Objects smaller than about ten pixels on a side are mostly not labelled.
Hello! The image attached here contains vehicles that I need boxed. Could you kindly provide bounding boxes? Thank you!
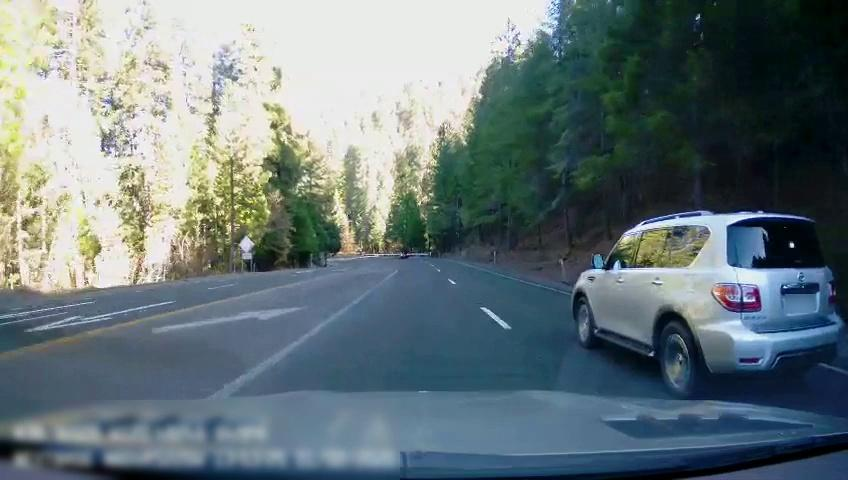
[569,209,846,402]
[398,250,409,260]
